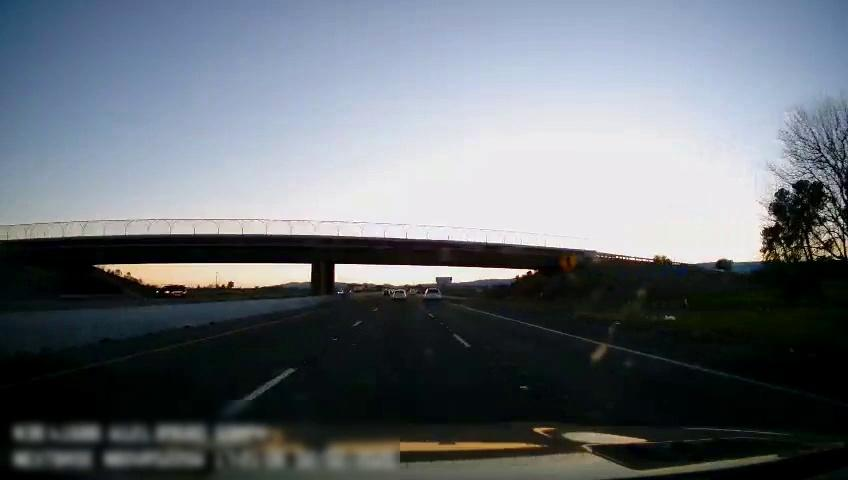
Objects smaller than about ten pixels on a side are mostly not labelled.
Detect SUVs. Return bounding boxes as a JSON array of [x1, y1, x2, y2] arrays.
[[423, 288, 443, 304]]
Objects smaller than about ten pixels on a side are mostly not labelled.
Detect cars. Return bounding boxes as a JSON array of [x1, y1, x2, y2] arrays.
[[392, 289, 408, 301], [155, 282, 189, 300]]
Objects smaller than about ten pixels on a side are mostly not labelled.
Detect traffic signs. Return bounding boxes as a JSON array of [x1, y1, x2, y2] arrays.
[[435, 276, 453, 283], [558, 254, 578, 275]]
